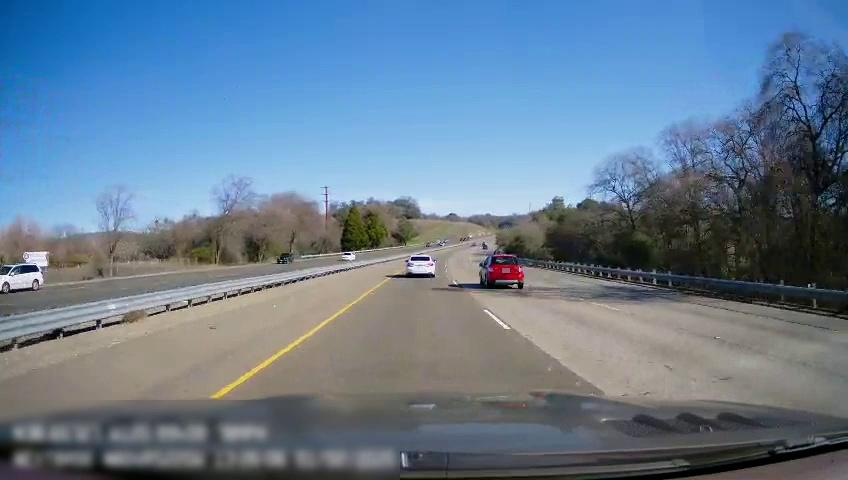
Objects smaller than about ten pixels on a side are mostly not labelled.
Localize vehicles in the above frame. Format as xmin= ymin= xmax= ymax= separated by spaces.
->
xmin=275 ymin=252 xmax=294 ymax=265
xmin=341 ymin=252 xmax=356 ymax=262
xmin=477 ymin=255 xmax=526 ymax=290
xmin=0 ymin=262 xmax=43 ymax=296
xmin=406 ymin=254 xmax=435 ymax=279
